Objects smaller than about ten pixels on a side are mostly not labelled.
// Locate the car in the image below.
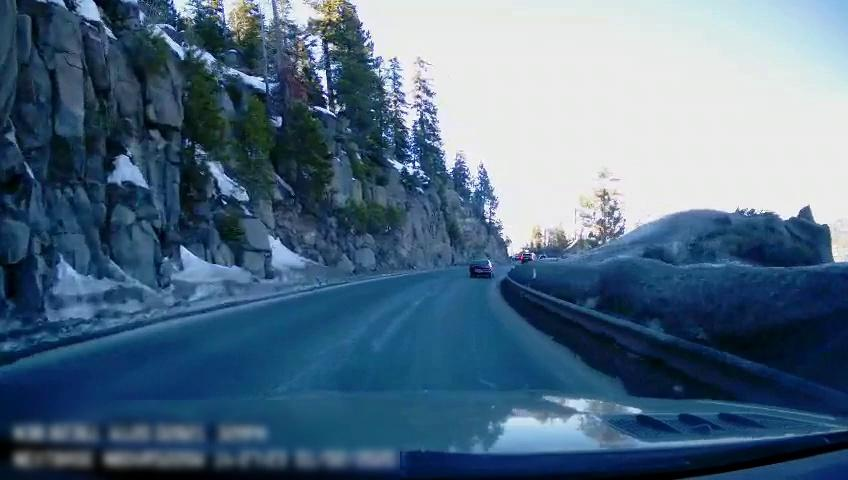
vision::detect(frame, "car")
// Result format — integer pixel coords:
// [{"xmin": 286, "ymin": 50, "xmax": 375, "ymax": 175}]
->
[{"xmin": 469, "ymin": 260, "xmax": 495, "ymax": 279}]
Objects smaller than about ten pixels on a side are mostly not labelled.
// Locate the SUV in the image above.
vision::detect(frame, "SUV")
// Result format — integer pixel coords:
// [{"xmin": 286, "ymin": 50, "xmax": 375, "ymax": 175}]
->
[{"xmin": 519, "ymin": 253, "xmax": 538, "ymax": 265}]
